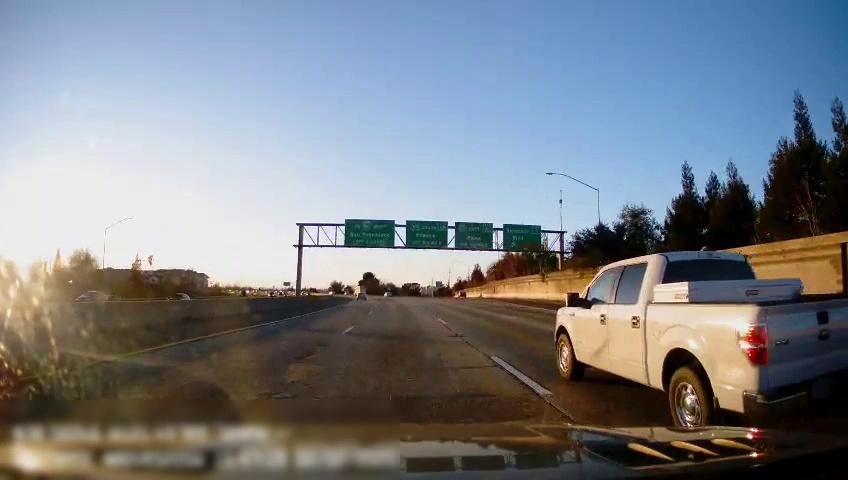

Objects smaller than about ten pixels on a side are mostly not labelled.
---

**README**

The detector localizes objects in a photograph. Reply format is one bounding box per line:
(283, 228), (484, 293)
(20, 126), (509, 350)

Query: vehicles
(552, 250), (848, 429)
(354, 285), (367, 292)
(75, 290), (108, 302)
(356, 291), (367, 301)
(168, 293), (190, 301)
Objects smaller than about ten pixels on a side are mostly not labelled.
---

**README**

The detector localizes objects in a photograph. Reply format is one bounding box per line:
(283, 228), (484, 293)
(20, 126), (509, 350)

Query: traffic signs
(454, 221), (494, 251)
(344, 217), (396, 249)
(503, 222), (542, 253)
(405, 220), (449, 250)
